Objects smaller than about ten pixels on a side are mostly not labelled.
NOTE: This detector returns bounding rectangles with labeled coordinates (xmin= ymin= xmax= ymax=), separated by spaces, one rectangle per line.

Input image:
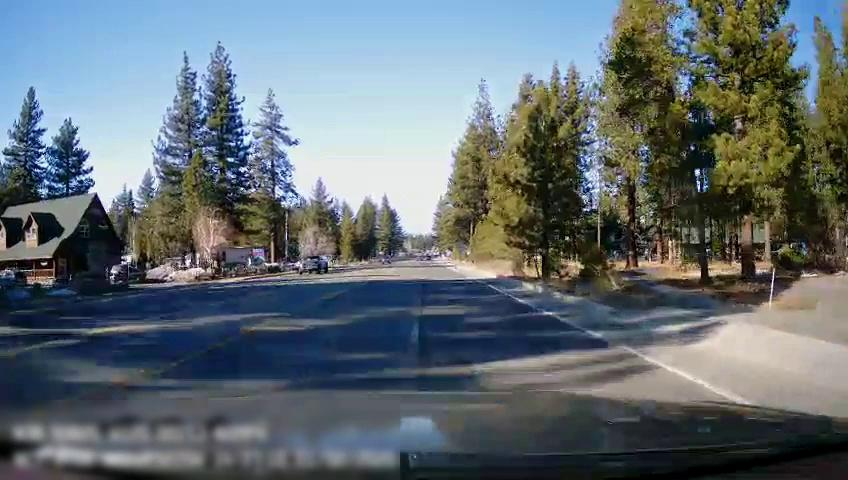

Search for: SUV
xmin=296 ymin=254 xmax=330 ymax=277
